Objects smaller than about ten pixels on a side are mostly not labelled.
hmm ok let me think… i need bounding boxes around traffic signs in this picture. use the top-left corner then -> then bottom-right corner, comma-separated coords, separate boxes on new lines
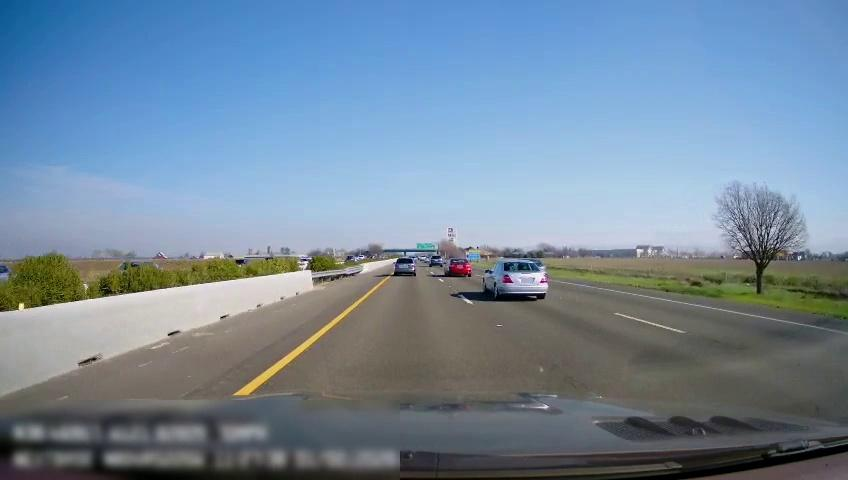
416,243 -> 437,252
468,249 -> 481,253
467,254 -> 479,260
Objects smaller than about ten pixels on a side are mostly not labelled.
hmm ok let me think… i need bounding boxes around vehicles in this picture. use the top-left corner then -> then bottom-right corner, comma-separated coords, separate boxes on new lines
443,256 -> 473,279
293,255 -> 314,271
523,257 -> 545,269
0,264 -> 12,281
428,256 -> 444,268
481,260 -> 549,302
393,257 -> 416,277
